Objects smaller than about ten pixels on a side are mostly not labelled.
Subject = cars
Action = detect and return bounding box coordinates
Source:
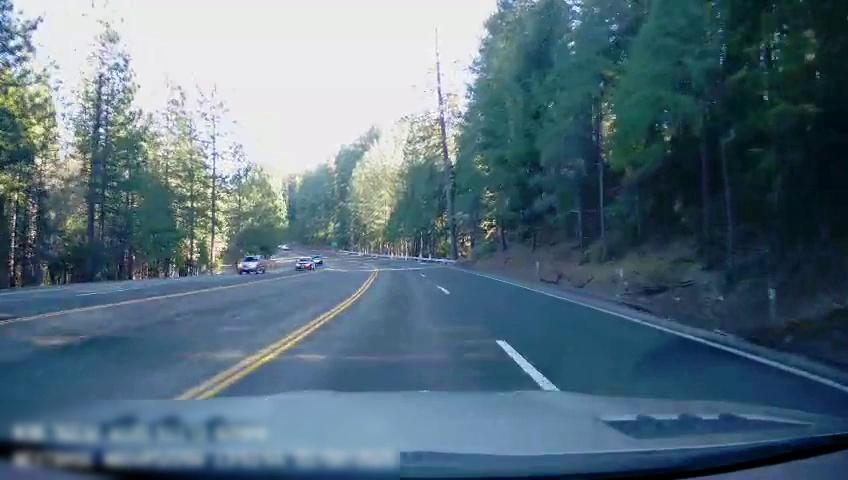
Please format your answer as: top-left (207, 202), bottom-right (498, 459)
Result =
top-left (295, 256), bottom-right (316, 272)
top-left (237, 255), bottom-right (268, 275)
top-left (311, 254), bottom-right (324, 265)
